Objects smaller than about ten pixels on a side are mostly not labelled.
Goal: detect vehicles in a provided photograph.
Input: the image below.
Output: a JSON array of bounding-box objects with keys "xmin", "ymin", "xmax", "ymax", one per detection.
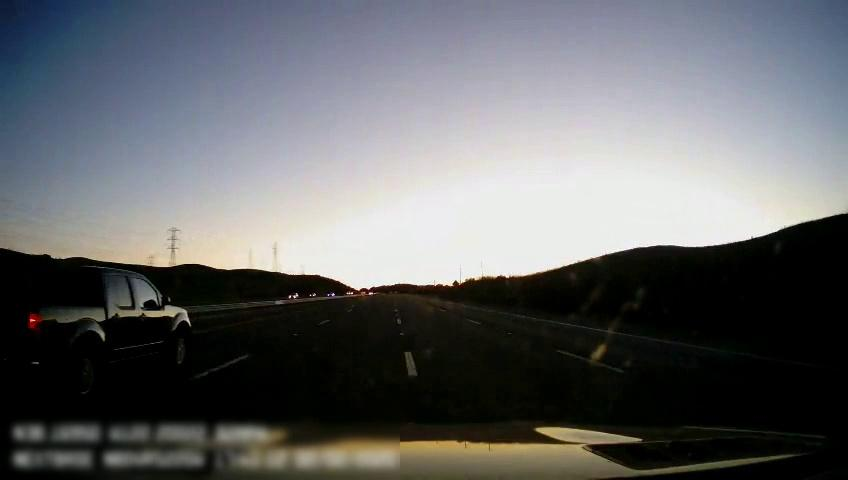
[
  {"xmin": 288, "ymin": 292, "xmax": 299, "ymax": 300},
  {"xmin": 0, "ymin": 263, "xmax": 193, "ymax": 406}
]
